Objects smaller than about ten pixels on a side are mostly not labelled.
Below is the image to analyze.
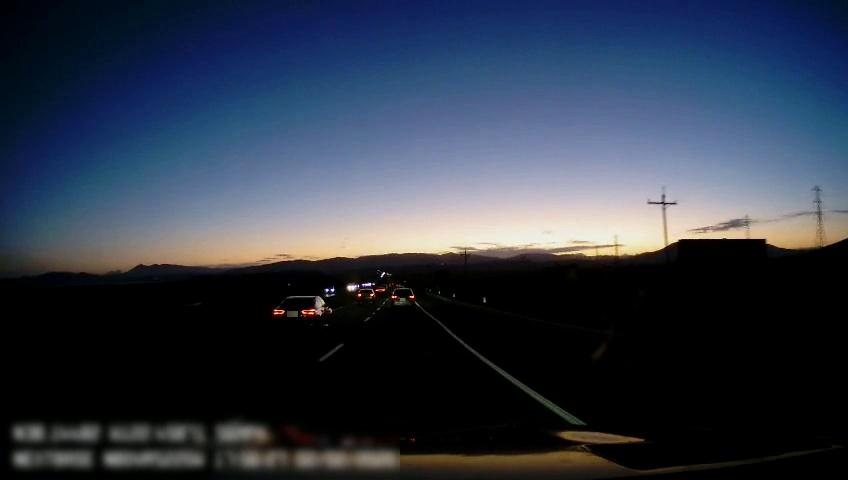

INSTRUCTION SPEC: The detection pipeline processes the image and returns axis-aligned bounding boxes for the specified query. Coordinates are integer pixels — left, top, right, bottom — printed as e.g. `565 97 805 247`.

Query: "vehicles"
356 288 376 305
324 285 336 294
272 295 333 334
374 286 387 296
391 287 416 312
